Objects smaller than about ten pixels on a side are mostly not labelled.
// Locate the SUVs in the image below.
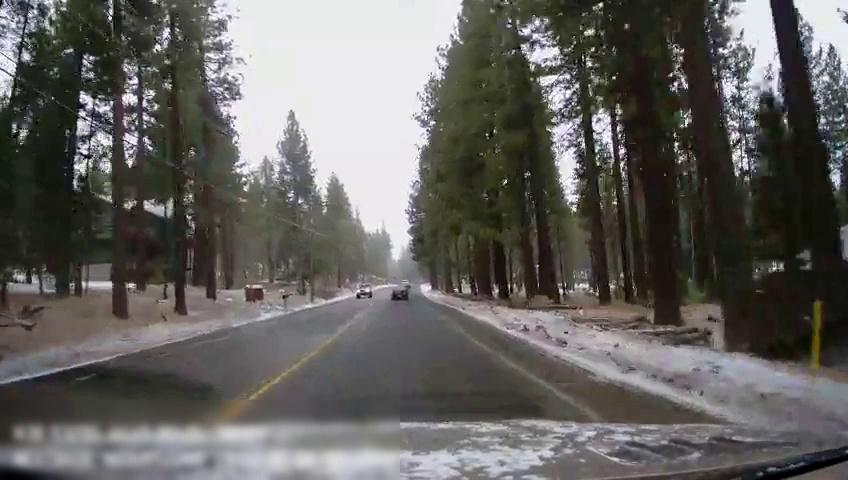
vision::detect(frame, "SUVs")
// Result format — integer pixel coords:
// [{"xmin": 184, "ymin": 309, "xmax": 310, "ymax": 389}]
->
[
  {"xmin": 356, "ymin": 283, "xmax": 374, "ymax": 300},
  {"xmin": 390, "ymin": 288, "xmax": 409, "ymax": 305}
]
